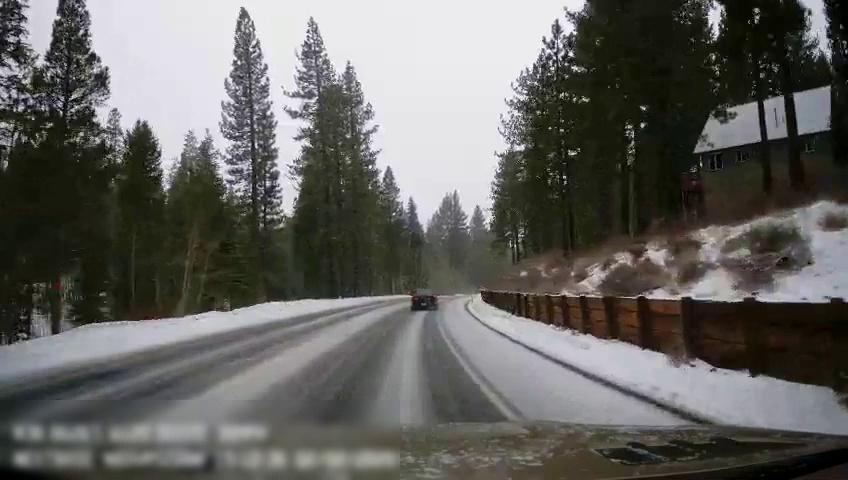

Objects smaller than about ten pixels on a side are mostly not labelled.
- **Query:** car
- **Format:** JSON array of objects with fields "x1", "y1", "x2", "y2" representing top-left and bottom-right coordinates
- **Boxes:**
[{"x1": 410, "y1": 287, "x2": 440, "y2": 312}]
